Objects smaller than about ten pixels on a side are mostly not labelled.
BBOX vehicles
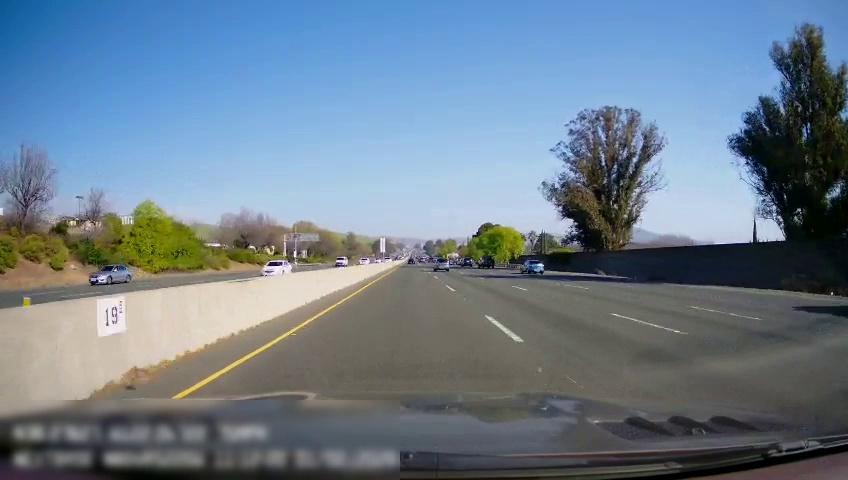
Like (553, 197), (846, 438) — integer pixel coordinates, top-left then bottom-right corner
(263, 260), (292, 275)
(358, 257), (371, 265)
(334, 256), (349, 268)
(433, 258), (450, 272)
(382, 256), (393, 262)
(88, 264), (133, 286)
(520, 260), (545, 274)
(460, 257), (472, 268)
(446, 252), (459, 257)
(477, 256), (495, 269)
